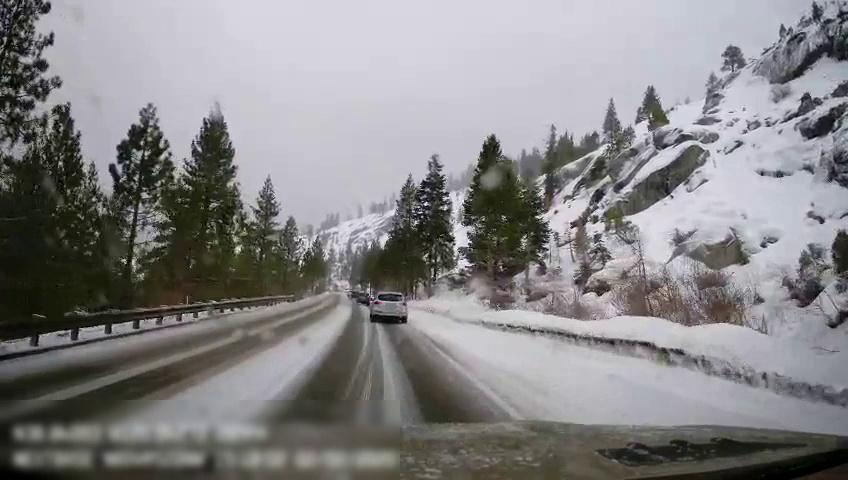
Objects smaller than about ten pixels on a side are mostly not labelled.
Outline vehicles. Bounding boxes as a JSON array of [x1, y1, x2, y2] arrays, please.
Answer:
[[368, 291, 408, 324], [355, 291, 370, 306]]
